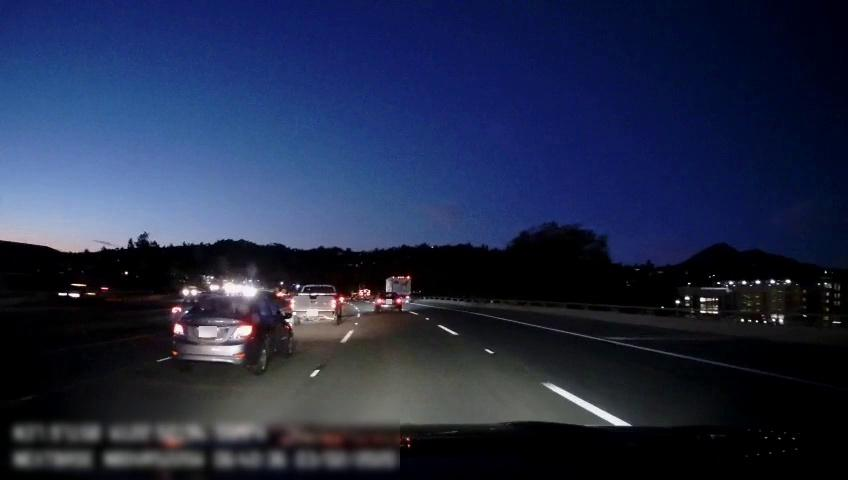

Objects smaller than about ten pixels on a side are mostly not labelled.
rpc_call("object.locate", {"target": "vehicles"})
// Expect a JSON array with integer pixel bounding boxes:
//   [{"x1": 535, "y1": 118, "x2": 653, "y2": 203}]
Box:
[
  {"x1": 374, "y1": 292, "x2": 402, "y2": 315},
  {"x1": 351, "y1": 286, "x2": 371, "y2": 301},
  {"x1": 291, "y1": 284, "x2": 343, "y2": 325},
  {"x1": 386, "y1": 275, "x2": 411, "y2": 301},
  {"x1": 56, "y1": 282, "x2": 109, "y2": 304},
  {"x1": 184, "y1": 286, "x2": 201, "y2": 296},
  {"x1": 172, "y1": 296, "x2": 295, "y2": 376},
  {"x1": 170, "y1": 294, "x2": 219, "y2": 323}
]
